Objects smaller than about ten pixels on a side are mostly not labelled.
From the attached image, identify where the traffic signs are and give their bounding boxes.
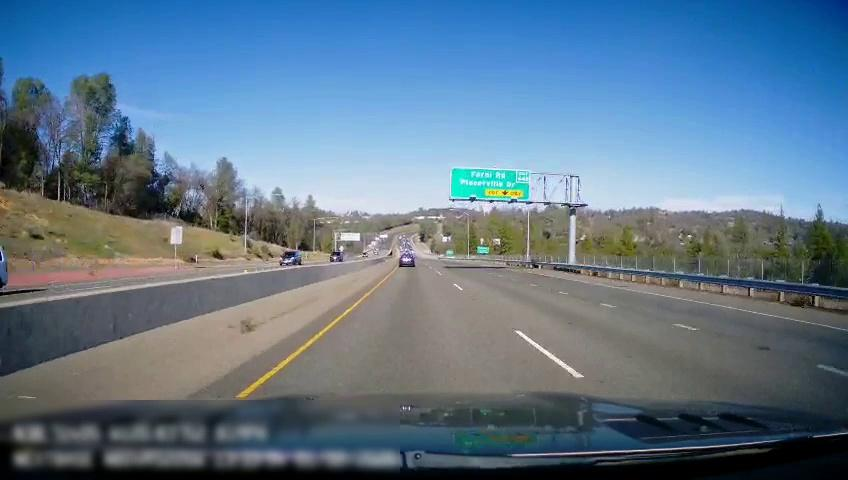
[450,166,530,201]
[476,245,490,255]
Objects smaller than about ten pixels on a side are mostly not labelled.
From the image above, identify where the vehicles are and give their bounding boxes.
[329,251,344,263]
[397,253,415,268]
[279,250,303,266]
[0,245,9,288]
